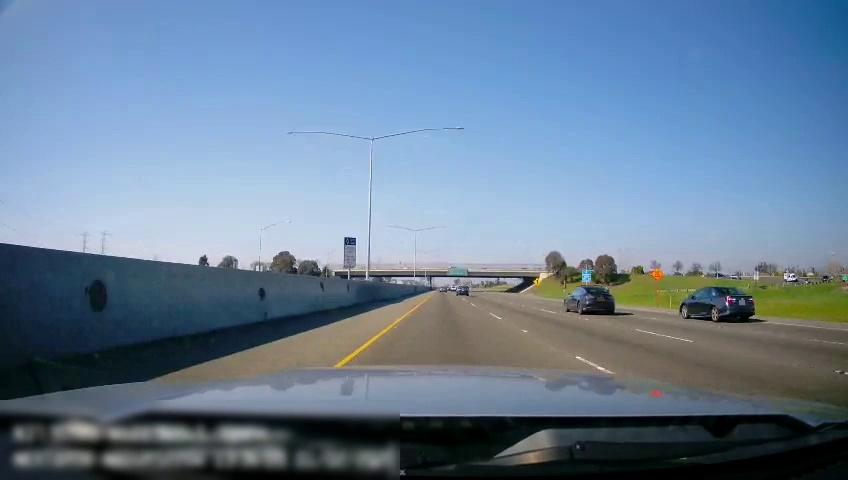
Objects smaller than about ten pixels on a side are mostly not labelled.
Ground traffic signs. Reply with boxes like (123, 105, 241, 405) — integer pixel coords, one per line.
(650, 268, 663, 281)
(343, 236, 358, 268)
(447, 266, 469, 276)
(582, 270, 591, 283)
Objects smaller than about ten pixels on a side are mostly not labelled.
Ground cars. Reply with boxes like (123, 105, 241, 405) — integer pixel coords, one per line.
(563, 285, 615, 316)
(456, 286, 468, 296)
(678, 285, 755, 324)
